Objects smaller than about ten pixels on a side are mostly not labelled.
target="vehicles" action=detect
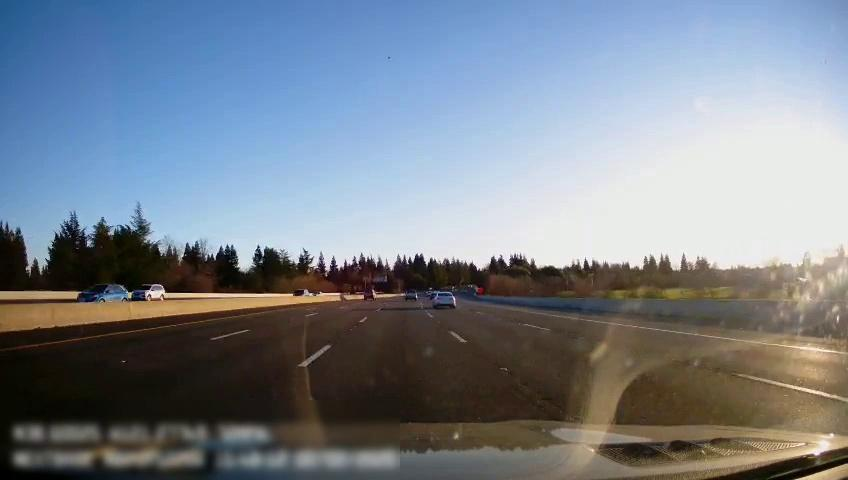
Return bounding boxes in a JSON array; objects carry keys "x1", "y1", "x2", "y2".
[
  {"x1": 131, "y1": 284, "x2": 166, "y2": 302},
  {"x1": 292, "y1": 288, "x2": 309, "y2": 297},
  {"x1": 363, "y1": 289, "x2": 376, "y2": 301},
  {"x1": 77, "y1": 284, "x2": 129, "y2": 303},
  {"x1": 405, "y1": 290, "x2": 417, "y2": 301},
  {"x1": 433, "y1": 291, "x2": 456, "y2": 309}
]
